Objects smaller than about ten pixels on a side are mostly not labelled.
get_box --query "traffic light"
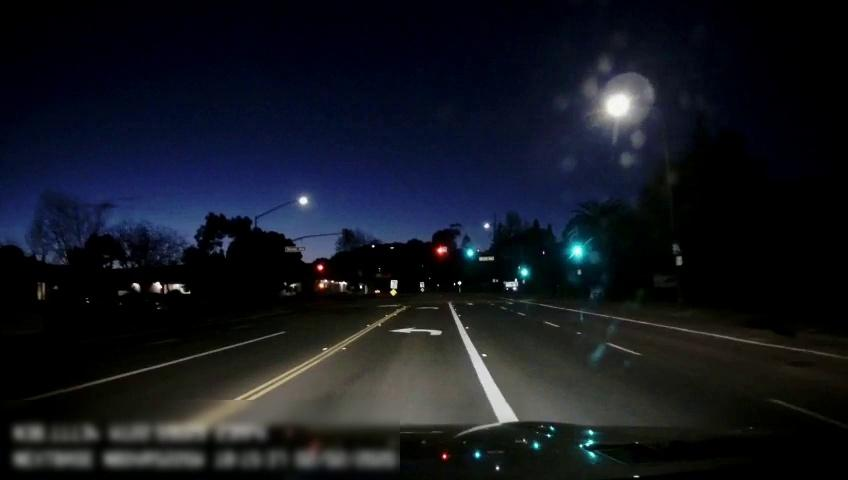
[343,229,349,240]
